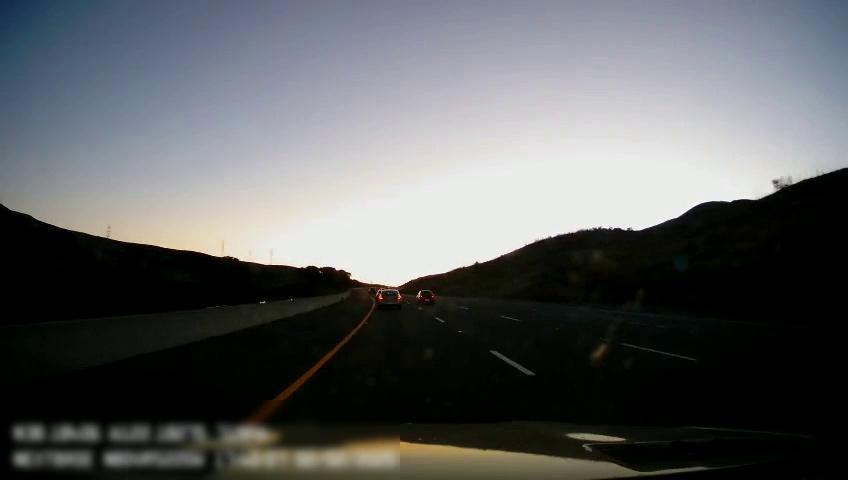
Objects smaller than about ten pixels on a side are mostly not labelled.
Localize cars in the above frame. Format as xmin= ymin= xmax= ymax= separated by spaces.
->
xmin=378 ymin=289 xmax=402 ymax=310
xmin=415 ymin=290 xmax=435 ymax=303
